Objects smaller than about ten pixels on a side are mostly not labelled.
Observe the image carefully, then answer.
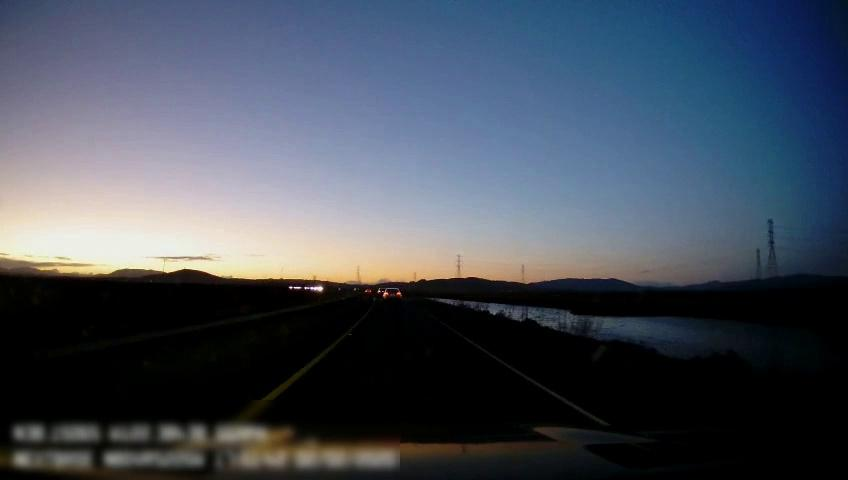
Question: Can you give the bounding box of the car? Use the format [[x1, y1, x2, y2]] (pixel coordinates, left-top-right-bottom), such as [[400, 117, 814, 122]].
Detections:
[[384, 289, 401, 302]]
